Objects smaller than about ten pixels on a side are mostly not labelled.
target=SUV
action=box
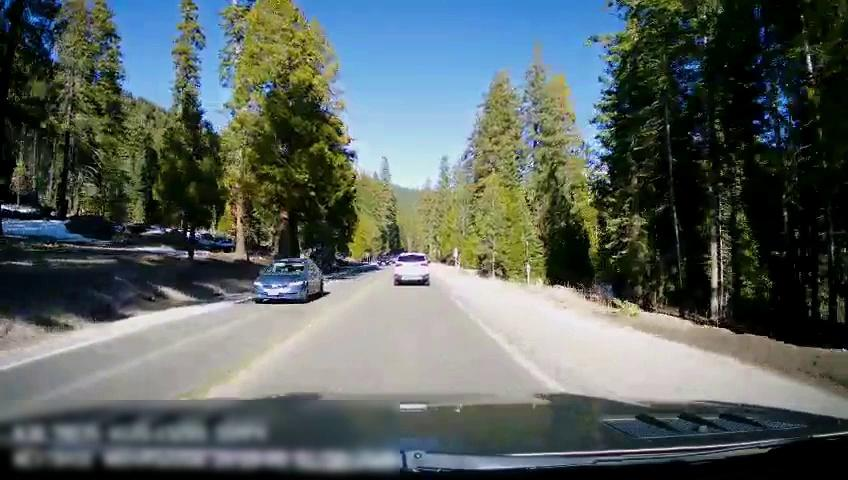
[392,252,432,287]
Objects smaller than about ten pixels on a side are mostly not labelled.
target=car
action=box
[251,257,325,304]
